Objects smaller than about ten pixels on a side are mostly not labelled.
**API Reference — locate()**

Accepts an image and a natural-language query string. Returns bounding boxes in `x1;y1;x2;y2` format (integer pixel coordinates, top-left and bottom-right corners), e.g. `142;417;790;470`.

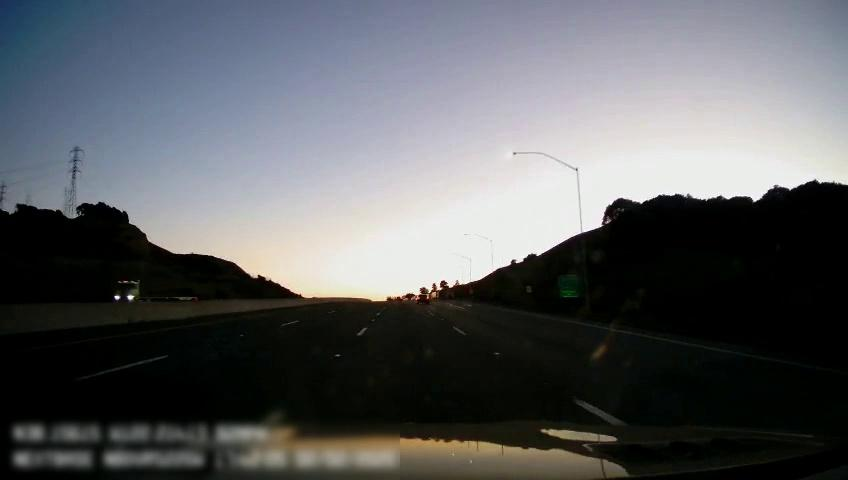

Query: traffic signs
558;274;580;299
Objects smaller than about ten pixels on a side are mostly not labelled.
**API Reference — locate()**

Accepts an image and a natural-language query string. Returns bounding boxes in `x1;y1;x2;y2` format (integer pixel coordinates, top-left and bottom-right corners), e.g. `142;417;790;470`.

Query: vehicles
416;294;431;306
114;281;200;303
